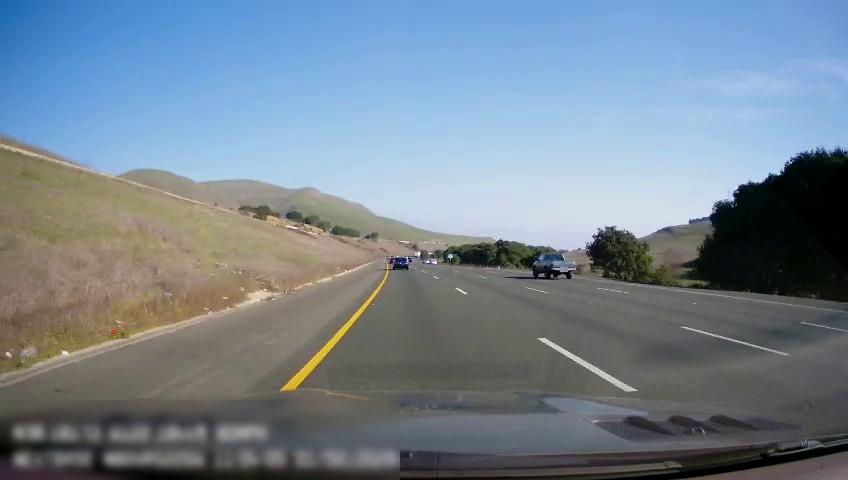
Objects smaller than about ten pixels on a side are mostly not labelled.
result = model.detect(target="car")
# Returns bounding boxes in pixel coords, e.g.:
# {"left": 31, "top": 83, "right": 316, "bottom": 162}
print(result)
{"left": 392, "top": 256, "right": 409, "bottom": 270}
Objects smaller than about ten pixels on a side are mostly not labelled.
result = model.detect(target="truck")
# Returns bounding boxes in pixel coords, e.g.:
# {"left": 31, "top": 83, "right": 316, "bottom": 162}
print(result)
{"left": 532, "top": 251, "right": 577, "bottom": 279}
